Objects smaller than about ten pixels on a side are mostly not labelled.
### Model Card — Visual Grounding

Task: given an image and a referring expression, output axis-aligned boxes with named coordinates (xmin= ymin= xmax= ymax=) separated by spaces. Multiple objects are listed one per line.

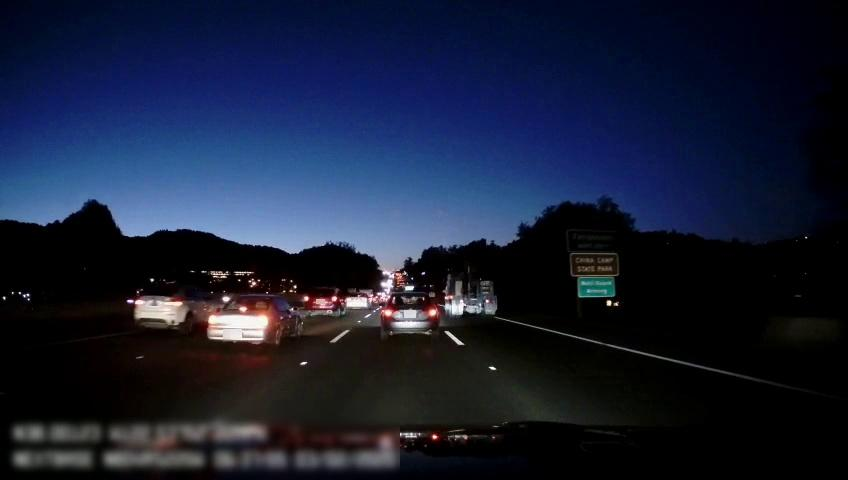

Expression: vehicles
xmin=304 ymin=287 xmax=340 ymax=315
xmin=380 ymin=293 xmax=440 ymax=343
xmin=206 ymin=293 xmax=304 ymax=347
xmin=345 ymin=292 xmax=369 ymax=311
xmin=443 ymin=278 xmax=499 ymax=320
xmin=133 ymin=284 xmax=211 ymax=338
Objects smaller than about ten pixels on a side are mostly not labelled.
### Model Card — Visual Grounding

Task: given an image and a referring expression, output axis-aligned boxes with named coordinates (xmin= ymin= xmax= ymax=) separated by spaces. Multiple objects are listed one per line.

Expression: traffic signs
xmin=577 ymin=277 xmax=616 ymax=298
xmin=566 ymin=229 xmax=619 ymax=252
xmin=570 ymin=253 xmax=620 ymax=276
